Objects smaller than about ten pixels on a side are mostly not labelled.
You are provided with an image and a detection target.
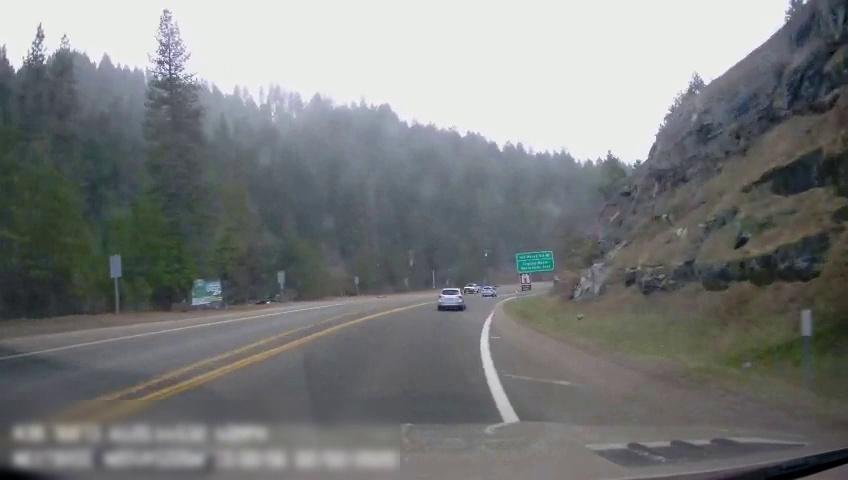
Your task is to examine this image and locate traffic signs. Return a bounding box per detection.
[520,273,531,285]
[515,250,555,273]
[521,284,532,291]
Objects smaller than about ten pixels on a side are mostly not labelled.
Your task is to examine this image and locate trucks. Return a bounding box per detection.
[464,283,480,294]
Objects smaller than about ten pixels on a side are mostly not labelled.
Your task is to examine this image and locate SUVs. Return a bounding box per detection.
[481,285,497,297]
[437,288,466,311]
